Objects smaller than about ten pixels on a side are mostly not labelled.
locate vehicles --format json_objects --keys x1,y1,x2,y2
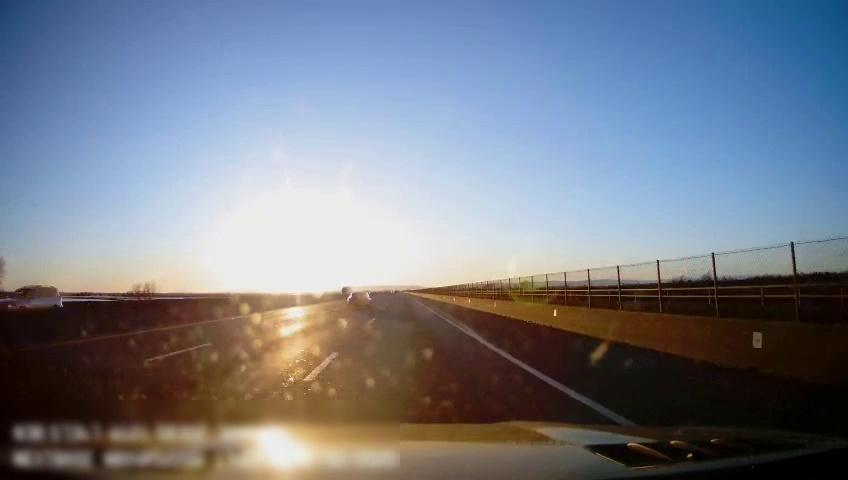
[
  {"x1": 341, "y1": 287, "x2": 352, "y2": 297},
  {"x1": 347, "y1": 291, "x2": 373, "y2": 310},
  {"x1": 0, "y1": 286, "x2": 63, "y2": 312}
]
